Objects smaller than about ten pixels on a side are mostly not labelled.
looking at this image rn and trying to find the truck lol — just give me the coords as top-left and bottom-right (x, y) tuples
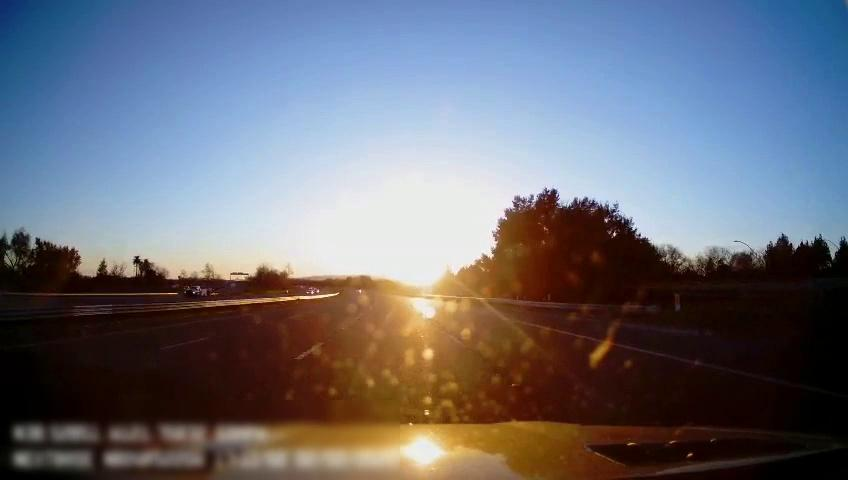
(184, 286), (207, 297)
